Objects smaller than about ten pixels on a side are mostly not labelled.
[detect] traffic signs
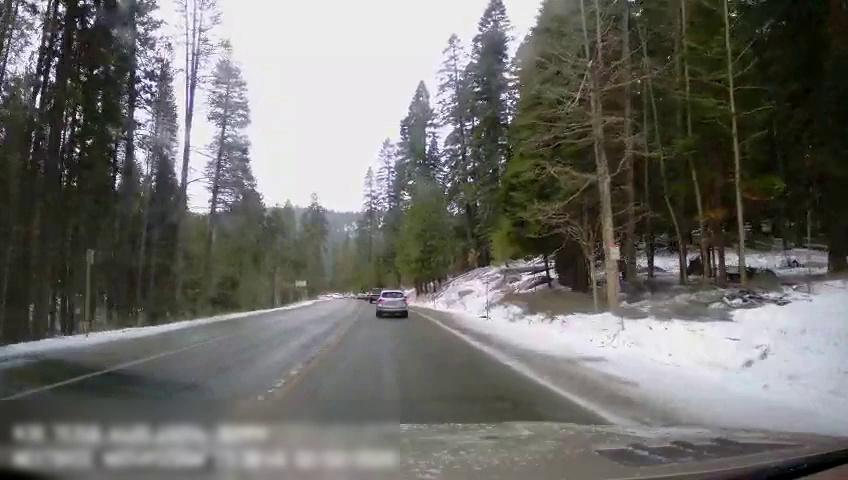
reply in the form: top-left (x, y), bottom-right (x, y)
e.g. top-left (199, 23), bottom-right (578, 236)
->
top-left (610, 246), bottom-right (620, 259)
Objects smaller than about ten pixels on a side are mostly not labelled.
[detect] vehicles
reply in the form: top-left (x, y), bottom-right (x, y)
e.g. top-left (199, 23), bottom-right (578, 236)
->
top-left (369, 288), bottom-right (385, 303)
top-left (376, 290), bottom-right (408, 317)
